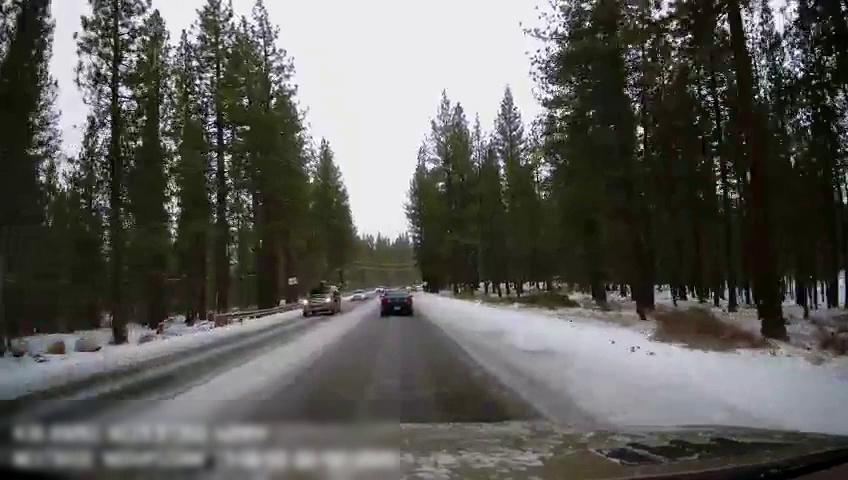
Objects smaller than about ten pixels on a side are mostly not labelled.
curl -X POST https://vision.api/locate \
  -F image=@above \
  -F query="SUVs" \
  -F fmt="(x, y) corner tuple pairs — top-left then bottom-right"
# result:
(302, 284), (342, 317)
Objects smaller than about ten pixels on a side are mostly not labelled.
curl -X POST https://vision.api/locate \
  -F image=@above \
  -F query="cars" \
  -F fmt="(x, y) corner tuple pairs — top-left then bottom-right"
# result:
(380, 288), (414, 316)
(349, 288), (370, 302)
